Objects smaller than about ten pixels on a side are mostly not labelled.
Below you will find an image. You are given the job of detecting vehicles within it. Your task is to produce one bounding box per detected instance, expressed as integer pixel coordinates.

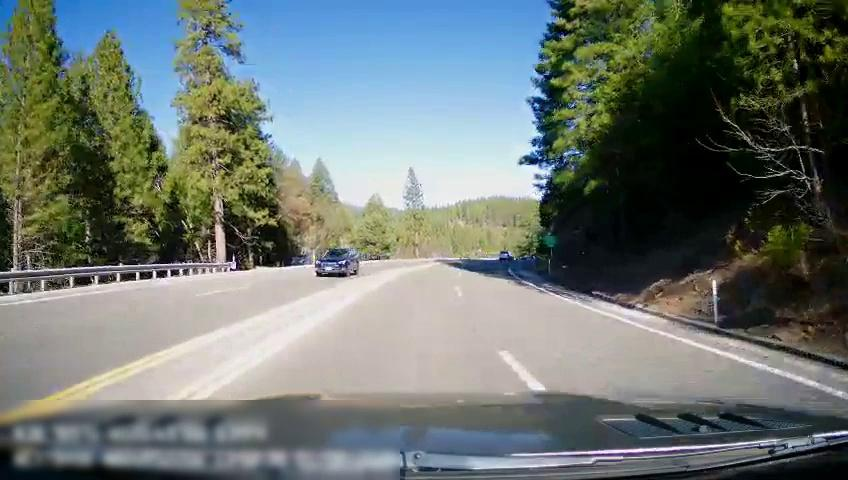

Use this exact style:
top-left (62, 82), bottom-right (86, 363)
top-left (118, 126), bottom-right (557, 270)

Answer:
top-left (314, 247), bottom-right (361, 278)
top-left (291, 253), bottom-right (313, 266)
top-left (498, 249), bottom-right (515, 262)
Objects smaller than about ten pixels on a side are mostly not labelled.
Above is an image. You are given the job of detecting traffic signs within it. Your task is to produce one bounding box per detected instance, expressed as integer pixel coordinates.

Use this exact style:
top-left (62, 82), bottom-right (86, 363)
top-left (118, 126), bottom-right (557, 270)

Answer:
top-left (543, 233), bottom-right (559, 248)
